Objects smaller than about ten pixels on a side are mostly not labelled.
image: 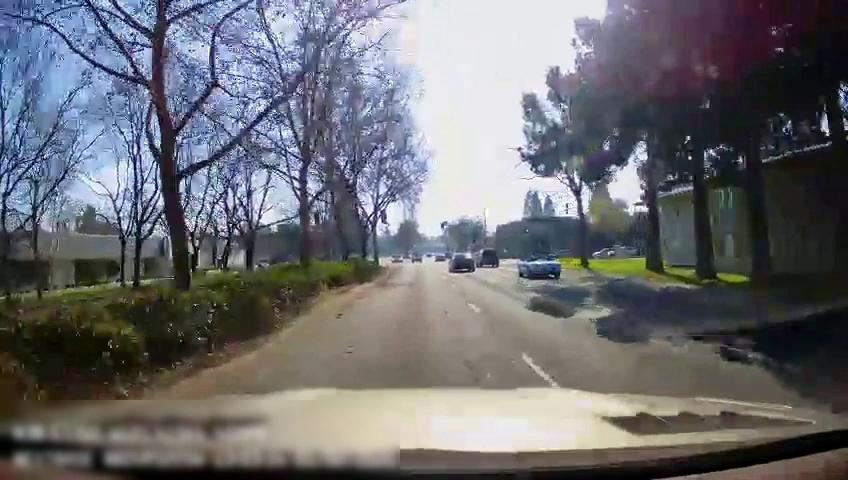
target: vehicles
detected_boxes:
[434,253,446,263]
[411,253,422,263]
[599,245,638,257]
[448,252,476,272]
[391,255,403,263]
[475,248,500,268]
[518,254,562,279]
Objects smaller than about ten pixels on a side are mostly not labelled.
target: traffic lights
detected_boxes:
[313,211,320,226]
[380,210,387,225]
